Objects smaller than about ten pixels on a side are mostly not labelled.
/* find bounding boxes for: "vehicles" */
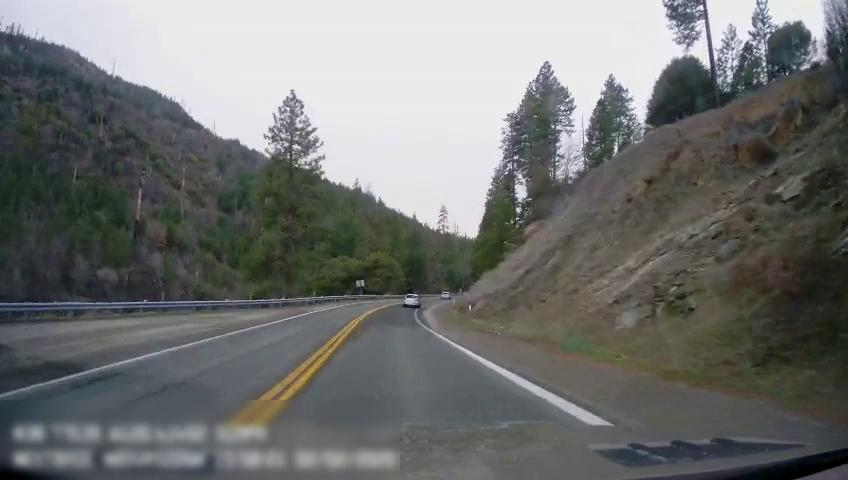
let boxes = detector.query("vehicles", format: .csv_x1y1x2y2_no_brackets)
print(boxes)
440,291,451,300
402,293,420,308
